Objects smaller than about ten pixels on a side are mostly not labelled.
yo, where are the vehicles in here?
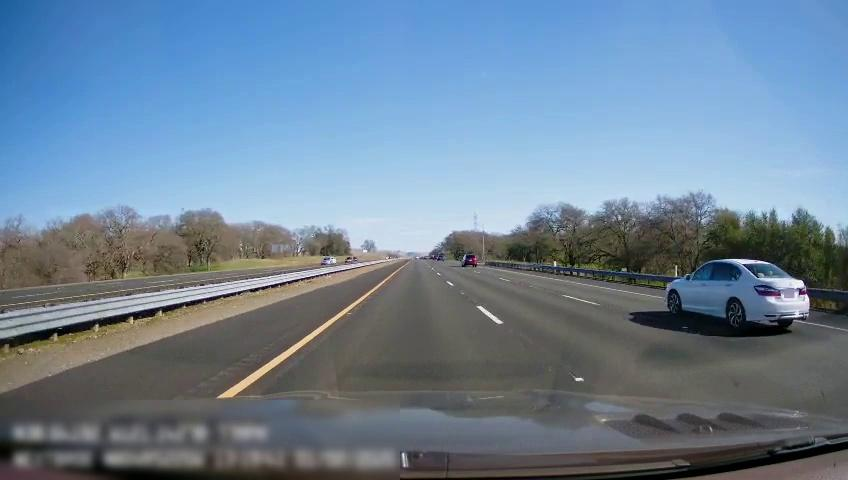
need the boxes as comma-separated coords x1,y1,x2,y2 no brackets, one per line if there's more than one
664,258,810,332
344,256,355,264
462,254,478,267
320,257,334,266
